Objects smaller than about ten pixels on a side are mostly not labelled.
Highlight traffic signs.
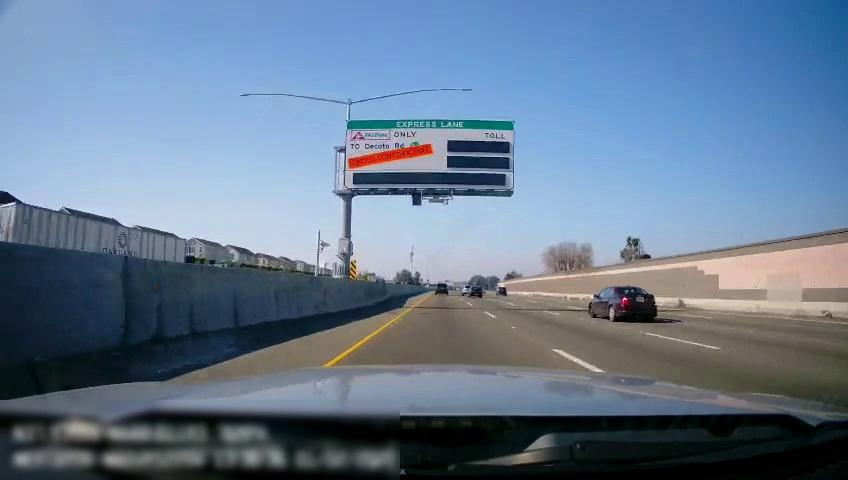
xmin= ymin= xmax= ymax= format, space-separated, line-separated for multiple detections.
xmin=350 ymin=260 xmax=358 ymax=279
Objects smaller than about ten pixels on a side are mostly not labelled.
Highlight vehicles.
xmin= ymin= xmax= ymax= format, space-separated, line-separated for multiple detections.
xmin=496 ymin=286 xmax=507 ymax=296
xmin=467 ymin=285 xmax=483 ymax=297
xmin=435 ymin=282 xmax=449 ymax=296
xmin=461 ymin=285 xmax=471 ymax=297
xmin=588 ymin=286 xmax=658 ymax=322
